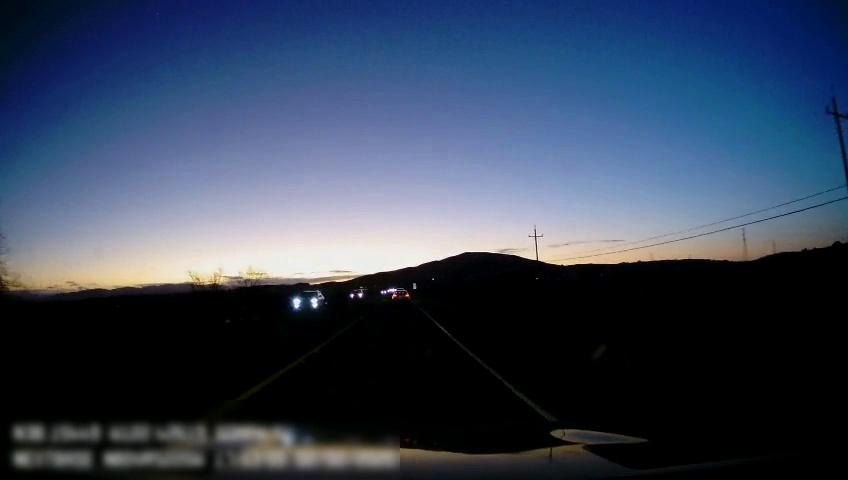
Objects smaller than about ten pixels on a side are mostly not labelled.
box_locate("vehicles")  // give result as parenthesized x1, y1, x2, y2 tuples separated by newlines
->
(349, 289, 365, 301)
(392, 290, 411, 304)
(289, 290, 326, 313)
